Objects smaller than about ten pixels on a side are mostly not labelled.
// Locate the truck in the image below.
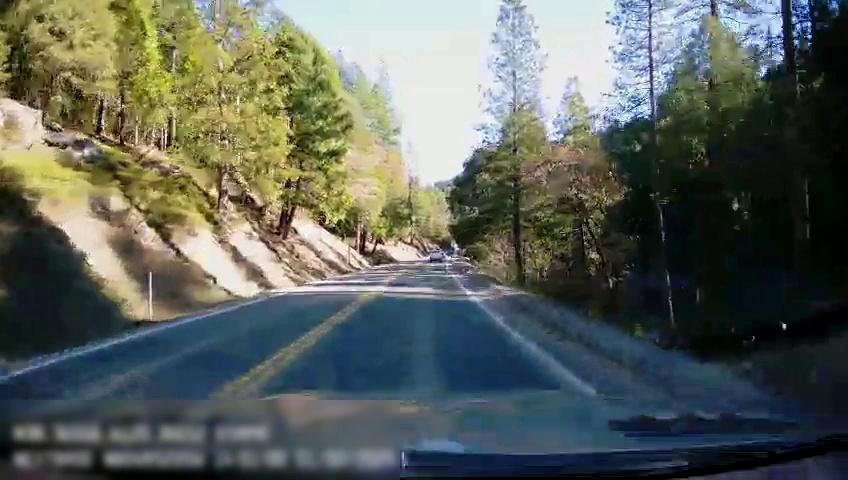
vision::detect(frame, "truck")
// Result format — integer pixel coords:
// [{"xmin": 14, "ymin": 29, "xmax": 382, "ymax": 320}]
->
[{"xmin": 429, "ymin": 250, "xmax": 443, "ymax": 263}]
